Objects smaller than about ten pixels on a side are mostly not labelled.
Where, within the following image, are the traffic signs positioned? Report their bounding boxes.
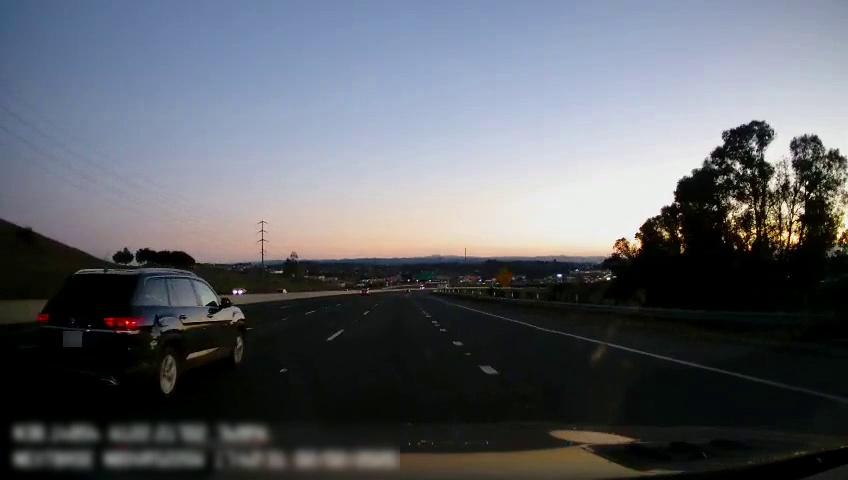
[497,268,514,286]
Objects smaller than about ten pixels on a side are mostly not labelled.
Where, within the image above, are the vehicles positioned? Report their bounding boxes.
[30,265,249,398]
[232,287,247,295]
